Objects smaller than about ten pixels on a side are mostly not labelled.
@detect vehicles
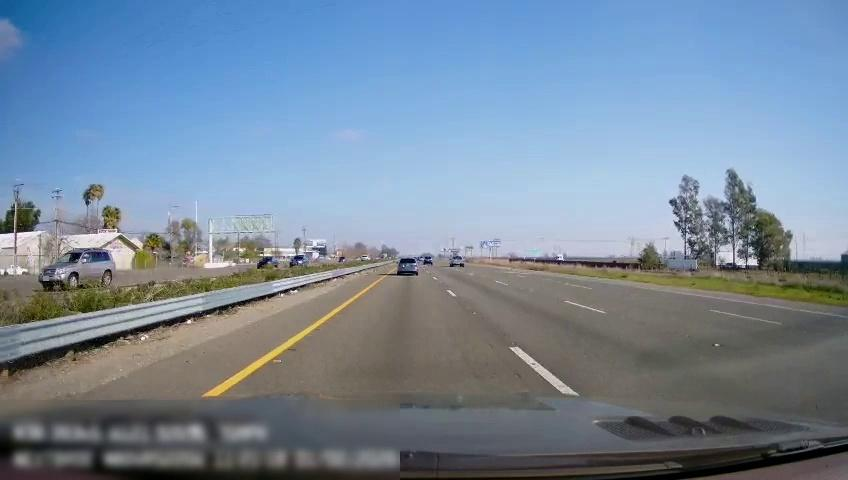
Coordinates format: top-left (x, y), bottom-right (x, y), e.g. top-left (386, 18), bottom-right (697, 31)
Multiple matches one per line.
top-left (289, 255), bottom-right (309, 268)
top-left (0, 264), bottom-right (30, 276)
top-left (422, 256), bottom-right (433, 266)
top-left (37, 247), bottom-right (117, 293)
top-left (395, 257), bottom-right (419, 276)
top-left (256, 255), bottom-right (280, 269)
top-left (449, 255), bottom-right (465, 268)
